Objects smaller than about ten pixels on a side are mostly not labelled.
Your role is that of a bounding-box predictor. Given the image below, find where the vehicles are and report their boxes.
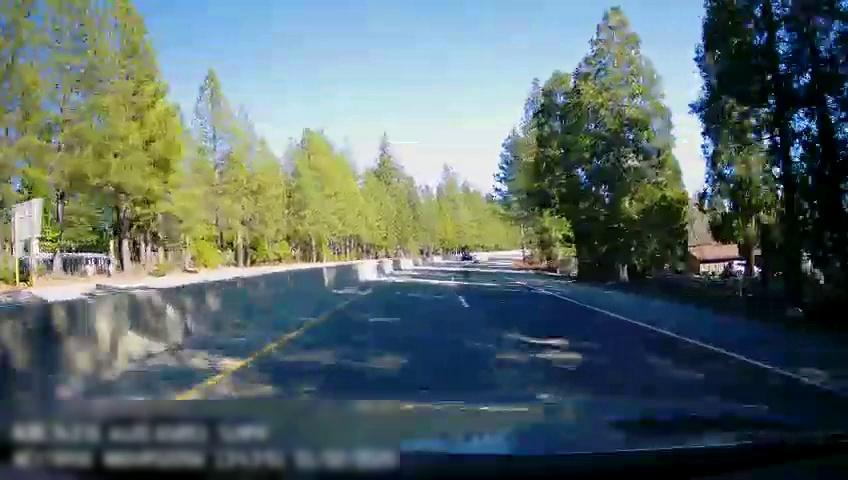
[461,250,475,262]
[473,253,488,264]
